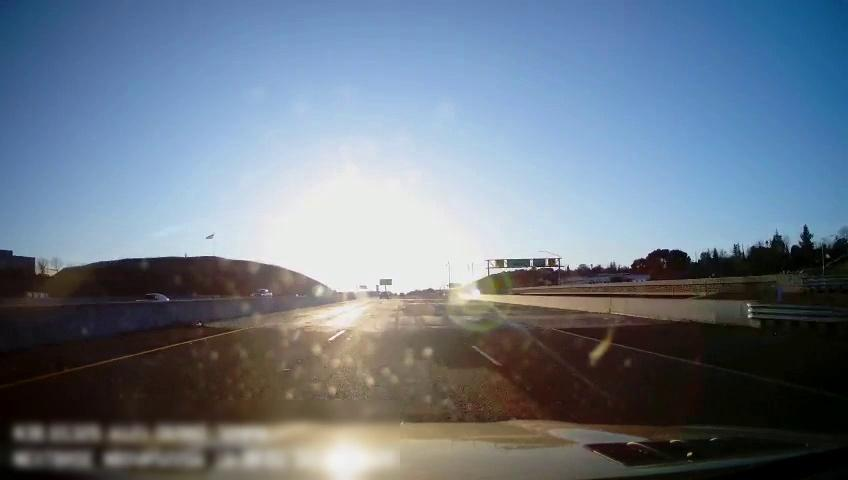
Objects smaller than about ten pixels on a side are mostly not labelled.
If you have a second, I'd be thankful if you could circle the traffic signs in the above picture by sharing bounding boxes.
[533,259,546,268]
[507,259,530,268]
[494,259,505,268]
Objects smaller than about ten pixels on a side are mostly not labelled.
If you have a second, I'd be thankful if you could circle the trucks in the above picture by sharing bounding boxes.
[249,288,273,297]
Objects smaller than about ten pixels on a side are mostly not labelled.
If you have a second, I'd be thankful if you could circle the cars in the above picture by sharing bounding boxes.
[135,292,169,302]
